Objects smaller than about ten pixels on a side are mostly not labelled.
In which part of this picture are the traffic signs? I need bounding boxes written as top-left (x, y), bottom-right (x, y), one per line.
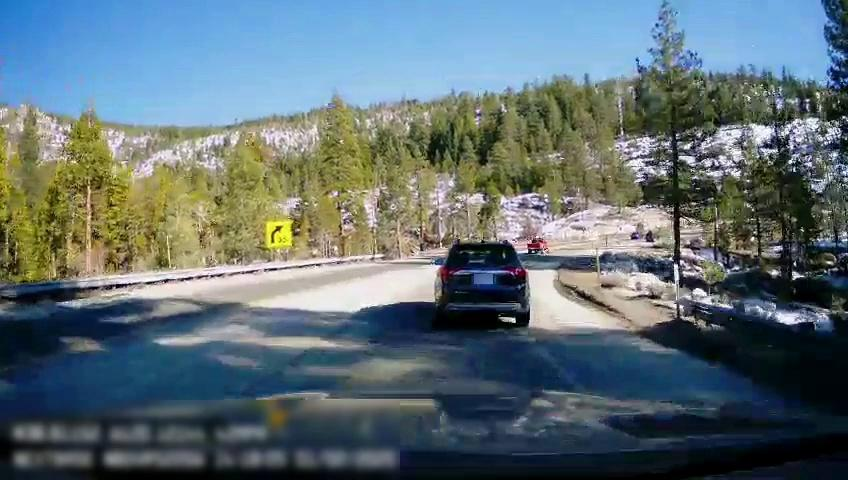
top-left (266, 220), bottom-right (294, 250)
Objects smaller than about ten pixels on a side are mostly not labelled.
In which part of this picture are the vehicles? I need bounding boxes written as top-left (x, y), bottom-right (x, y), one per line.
top-left (526, 236), bottom-right (552, 255)
top-left (429, 239), bottom-right (531, 327)
top-left (630, 231), bottom-right (642, 239)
